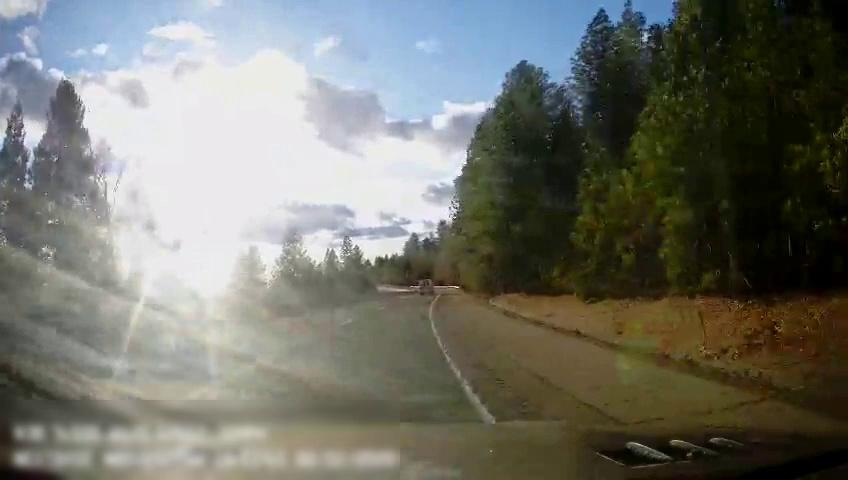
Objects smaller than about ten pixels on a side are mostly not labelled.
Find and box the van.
[416,278,435,296]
